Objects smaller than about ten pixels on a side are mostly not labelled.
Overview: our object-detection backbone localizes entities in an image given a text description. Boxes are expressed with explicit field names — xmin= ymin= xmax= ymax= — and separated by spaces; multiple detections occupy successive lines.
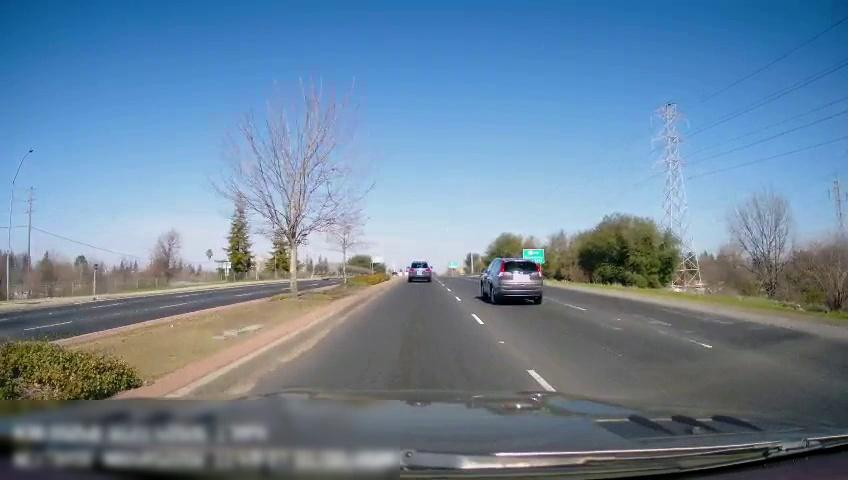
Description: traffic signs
xmin=523 ymin=248 xmax=544 ymax=264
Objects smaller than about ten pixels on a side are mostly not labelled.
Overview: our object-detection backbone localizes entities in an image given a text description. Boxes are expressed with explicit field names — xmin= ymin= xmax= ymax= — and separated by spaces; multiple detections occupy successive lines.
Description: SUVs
xmin=406 ymin=261 xmax=433 ymax=283
xmin=479 ymin=257 xmax=545 ymax=305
